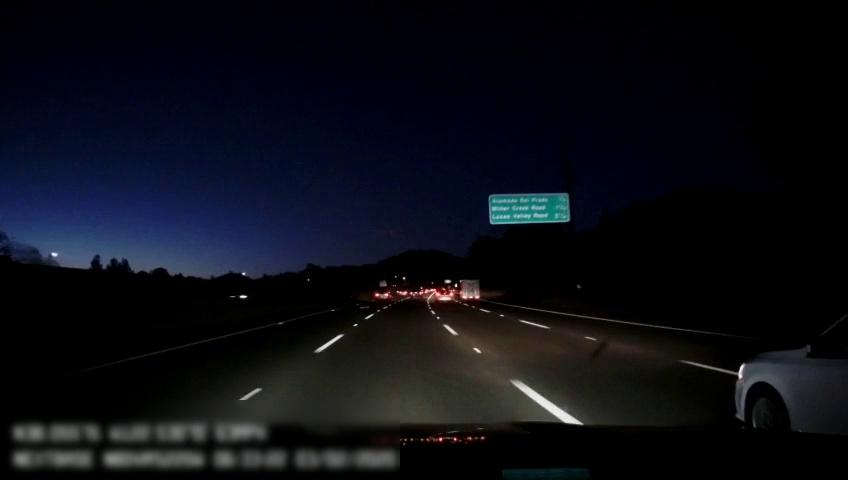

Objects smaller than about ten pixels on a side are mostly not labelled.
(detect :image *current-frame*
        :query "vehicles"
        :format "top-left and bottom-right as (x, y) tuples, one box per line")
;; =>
(435, 289), (452, 303)
(733, 311), (848, 435)
(460, 279), (480, 302)
(227, 293), (249, 302)
(373, 287), (391, 302)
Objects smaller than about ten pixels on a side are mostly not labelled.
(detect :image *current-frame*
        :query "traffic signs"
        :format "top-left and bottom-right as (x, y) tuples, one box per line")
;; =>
(488, 192), (570, 225)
